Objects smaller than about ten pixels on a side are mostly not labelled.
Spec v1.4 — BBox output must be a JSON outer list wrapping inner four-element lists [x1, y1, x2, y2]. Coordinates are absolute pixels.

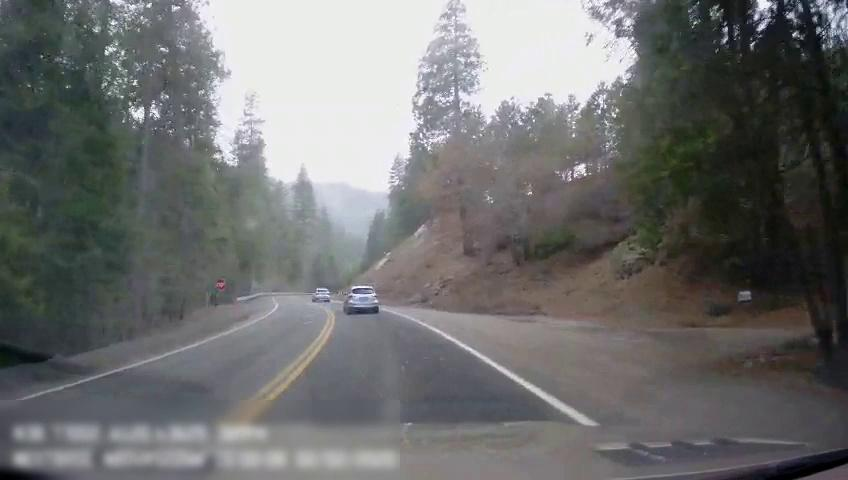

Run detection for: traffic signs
[[216, 279, 226, 290]]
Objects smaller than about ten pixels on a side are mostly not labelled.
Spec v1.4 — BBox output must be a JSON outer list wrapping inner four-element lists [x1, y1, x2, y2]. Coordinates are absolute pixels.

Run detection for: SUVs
[[311, 288, 330, 302], [343, 286, 379, 315]]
